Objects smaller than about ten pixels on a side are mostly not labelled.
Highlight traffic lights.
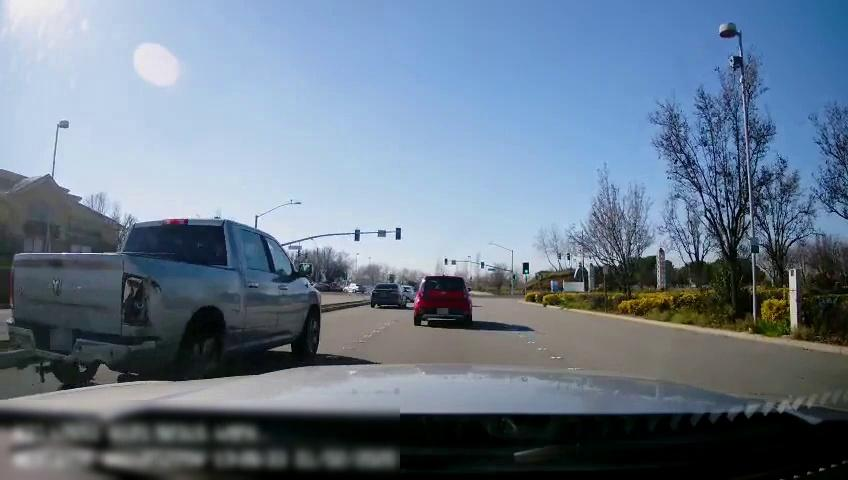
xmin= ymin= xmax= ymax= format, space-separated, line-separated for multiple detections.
xmin=354 ymin=229 xmax=360 ymax=241
xmin=523 ymin=262 xmax=530 ymax=275
xmin=395 ymin=227 xmax=401 ymax=240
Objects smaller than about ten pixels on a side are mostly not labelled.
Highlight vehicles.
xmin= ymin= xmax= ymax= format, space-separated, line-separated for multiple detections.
xmin=343 ymin=283 xmax=365 ymax=294
xmin=370 ymin=283 xmax=409 ymax=309
xmin=402 ymin=286 xmax=417 ymax=304
xmin=413 ymin=275 xmax=473 ymax=327
xmin=6 ymin=217 xmax=322 ymax=386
